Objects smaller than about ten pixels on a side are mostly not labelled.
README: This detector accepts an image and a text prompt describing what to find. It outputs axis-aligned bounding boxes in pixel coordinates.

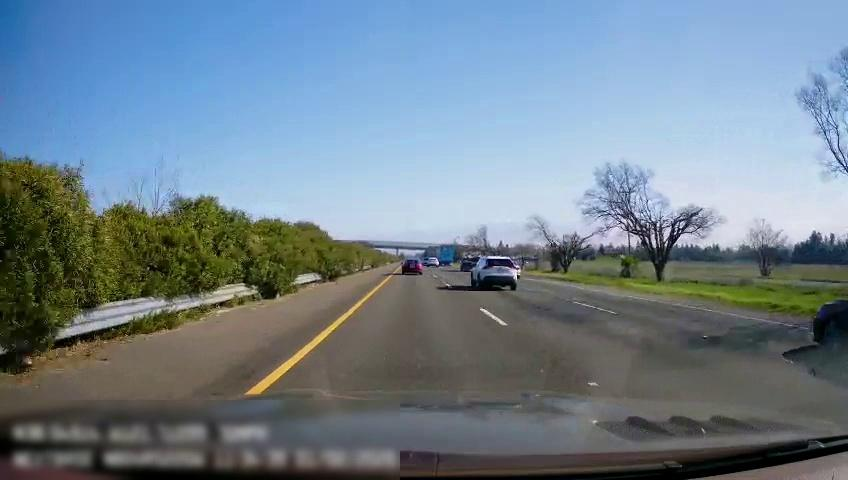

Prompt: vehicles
[811,298,848,359]
[460,255,480,272]
[437,247,454,266]
[425,257,439,268]
[469,256,517,292]
[511,261,521,280]
[399,257,424,276]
